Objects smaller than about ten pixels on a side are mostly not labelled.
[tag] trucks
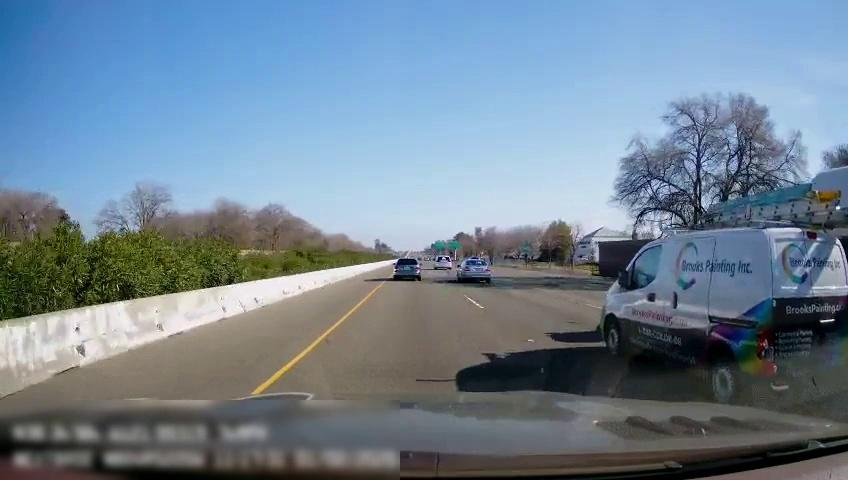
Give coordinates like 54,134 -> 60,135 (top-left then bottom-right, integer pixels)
701,166 -> 848,285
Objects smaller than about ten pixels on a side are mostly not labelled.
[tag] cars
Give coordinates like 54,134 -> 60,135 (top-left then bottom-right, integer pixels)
392,257 -> 423,281
433,256 -> 452,271
456,258 -> 491,284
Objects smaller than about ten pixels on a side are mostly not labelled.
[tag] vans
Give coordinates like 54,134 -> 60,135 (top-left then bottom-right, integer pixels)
598,226 -> 848,406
